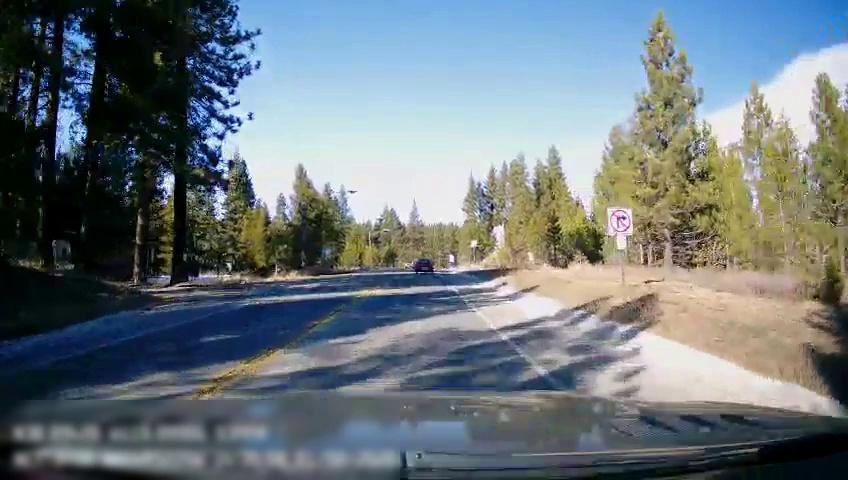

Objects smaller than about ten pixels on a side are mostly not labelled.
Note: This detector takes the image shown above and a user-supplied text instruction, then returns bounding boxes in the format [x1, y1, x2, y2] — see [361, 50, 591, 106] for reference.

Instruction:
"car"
[415, 259, 434, 275]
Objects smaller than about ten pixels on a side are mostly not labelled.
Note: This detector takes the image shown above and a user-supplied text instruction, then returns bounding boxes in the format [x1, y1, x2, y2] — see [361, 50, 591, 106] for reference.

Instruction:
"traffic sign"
[607, 206, 634, 236]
